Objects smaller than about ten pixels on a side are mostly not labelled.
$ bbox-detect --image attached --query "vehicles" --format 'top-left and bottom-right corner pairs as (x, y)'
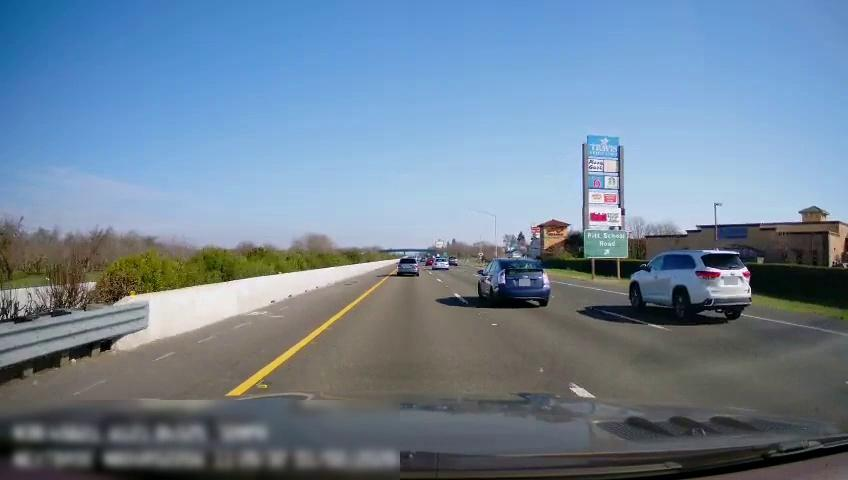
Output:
(627, 250), (753, 323)
(423, 257), (433, 265)
(430, 257), (449, 271)
(446, 255), (459, 268)
(475, 258), (552, 309)
(397, 257), (420, 276)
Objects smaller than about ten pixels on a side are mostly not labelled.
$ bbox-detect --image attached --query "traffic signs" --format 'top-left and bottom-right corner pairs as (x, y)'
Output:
(584, 229), (629, 259)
